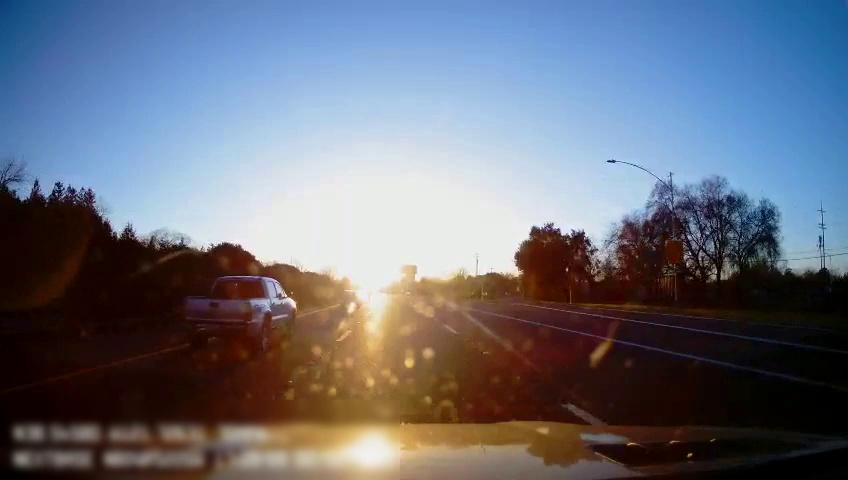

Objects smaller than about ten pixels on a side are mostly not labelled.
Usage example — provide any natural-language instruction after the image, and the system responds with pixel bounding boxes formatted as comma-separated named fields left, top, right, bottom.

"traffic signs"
left=401, top=267, right=418, bottom=275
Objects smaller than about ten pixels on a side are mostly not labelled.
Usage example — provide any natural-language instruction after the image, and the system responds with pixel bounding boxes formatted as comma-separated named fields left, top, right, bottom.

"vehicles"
left=184, top=275, right=299, bottom=358
left=341, top=289, right=362, bottom=308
